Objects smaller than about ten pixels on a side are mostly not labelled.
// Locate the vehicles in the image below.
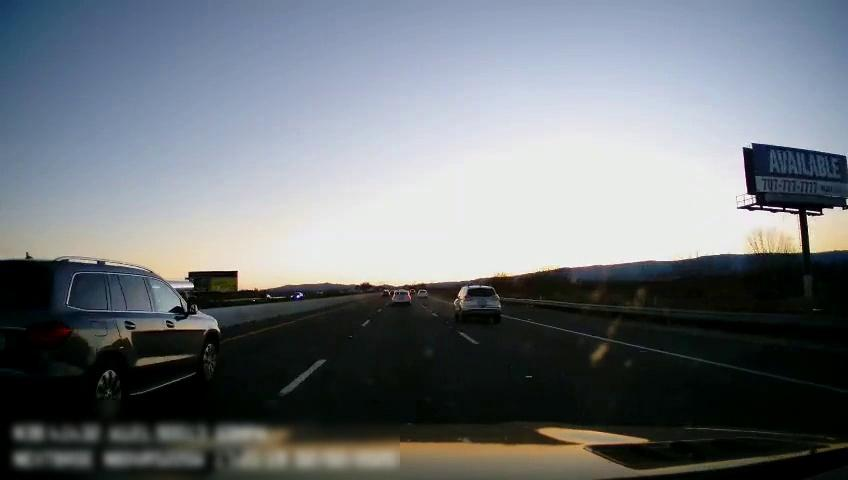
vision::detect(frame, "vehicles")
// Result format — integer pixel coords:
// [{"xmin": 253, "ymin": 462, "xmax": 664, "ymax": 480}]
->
[
  {"xmin": 453, "ymin": 285, "xmax": 503, "ymax": 323},
  {"xmin": 416, "ymin": 290, "xmax": 429, "ymax": 299},
  {"xmin": 166, "ymin": 278, "xmax": 195, "ymax": 293},
  {"xmin": 391, "ymin": 290, "xmax": 412, "ymax": 305},
  {"xmin": 0, "ymin": 254, "xmax": 223, "ymax": 428},
  {"xmin": 289, "ymin": 292, "xmax": 304, "ymax": 300}
]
